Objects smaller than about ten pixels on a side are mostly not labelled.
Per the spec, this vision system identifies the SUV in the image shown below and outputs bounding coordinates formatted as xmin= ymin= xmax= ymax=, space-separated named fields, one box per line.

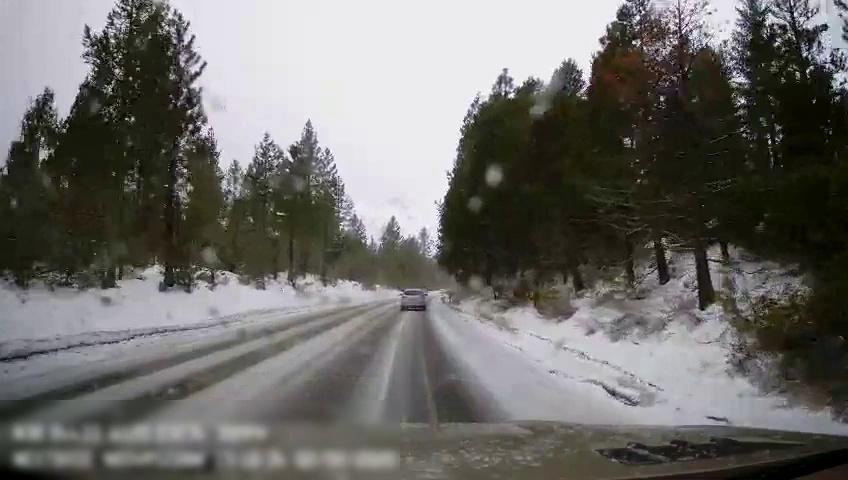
xmin=400 ymin=288 xmax=428 ymax=311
